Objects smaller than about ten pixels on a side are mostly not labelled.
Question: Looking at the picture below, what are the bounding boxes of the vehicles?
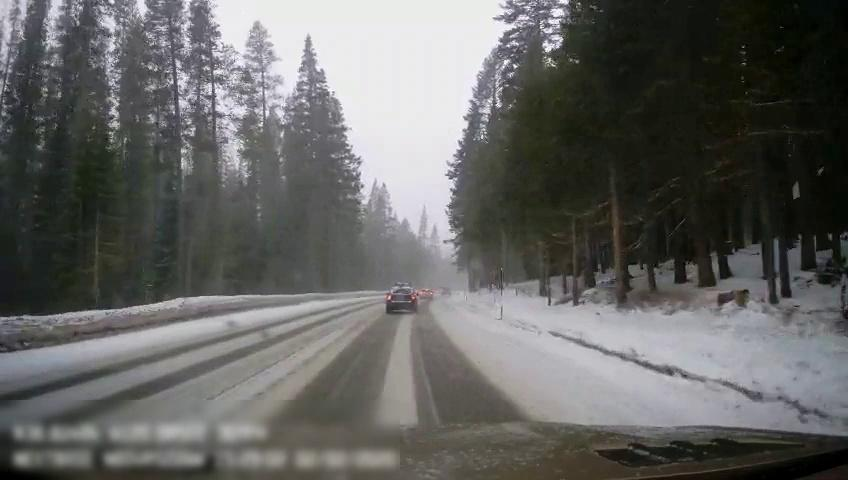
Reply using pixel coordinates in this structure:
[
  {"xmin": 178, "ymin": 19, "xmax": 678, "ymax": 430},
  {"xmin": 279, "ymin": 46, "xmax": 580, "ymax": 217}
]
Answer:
[
  {"xmin": 419, "ymin": 288, "xmax": 434, "ymax": 300},
  {"xmin": 385, "ymin": 282, "xmax": 420, "ymax": 314}
]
